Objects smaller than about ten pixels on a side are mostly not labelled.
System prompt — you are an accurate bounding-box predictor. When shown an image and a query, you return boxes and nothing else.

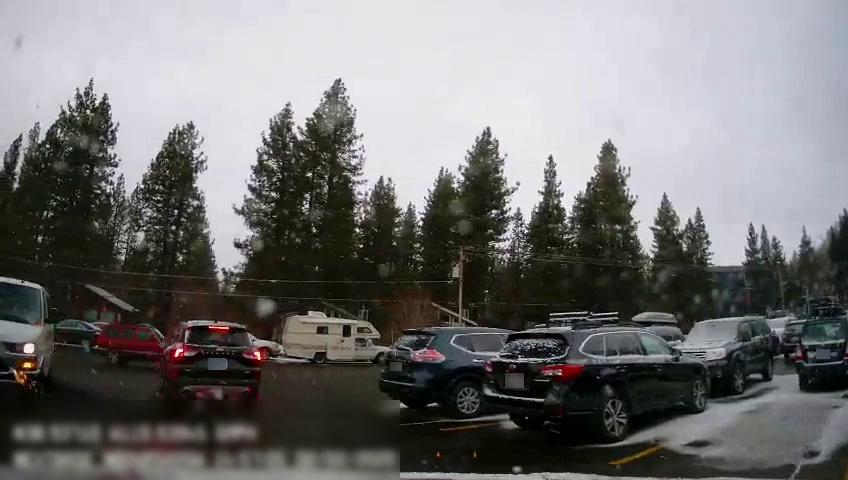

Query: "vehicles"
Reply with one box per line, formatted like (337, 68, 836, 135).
(621, 326, 686, 342)
(92, 324, 166, 372)
(55, 317, 97, 351)
(783, 319, 804, 360)
(377, 328, 512, 420)
(672, 315, 777, 396)
(248, 332, 283, 362)
(283, 310, 385, 367)
(0, 275, 56, 408)
(481, 328, 712, 444)
(797, 316, 848, 390)
(159, 320, 261, 416)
